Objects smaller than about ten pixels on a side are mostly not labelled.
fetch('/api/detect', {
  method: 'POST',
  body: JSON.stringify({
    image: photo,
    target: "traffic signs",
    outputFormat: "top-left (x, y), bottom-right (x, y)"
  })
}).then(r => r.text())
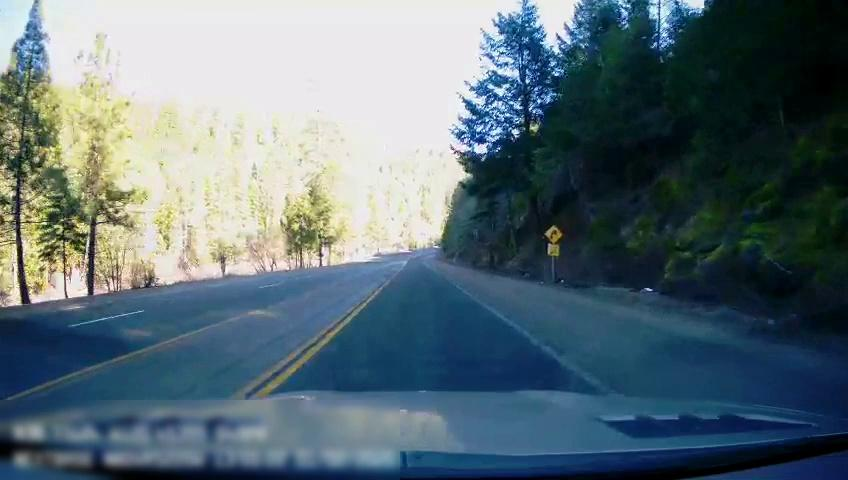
top-left (543, 225), bottom-right (563, 243)
top-left (547, 243), bottom-right (560, 256)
